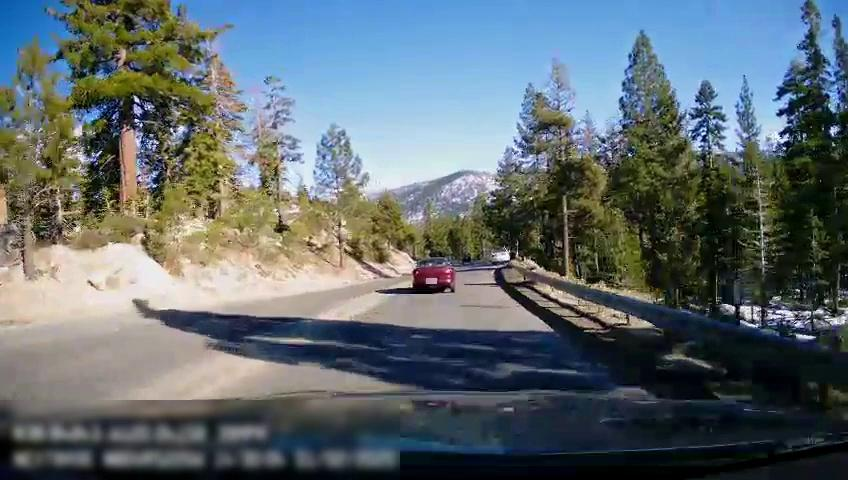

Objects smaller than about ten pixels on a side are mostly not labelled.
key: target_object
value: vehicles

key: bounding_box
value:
[490,248,511,265]
[411,256,457,293]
